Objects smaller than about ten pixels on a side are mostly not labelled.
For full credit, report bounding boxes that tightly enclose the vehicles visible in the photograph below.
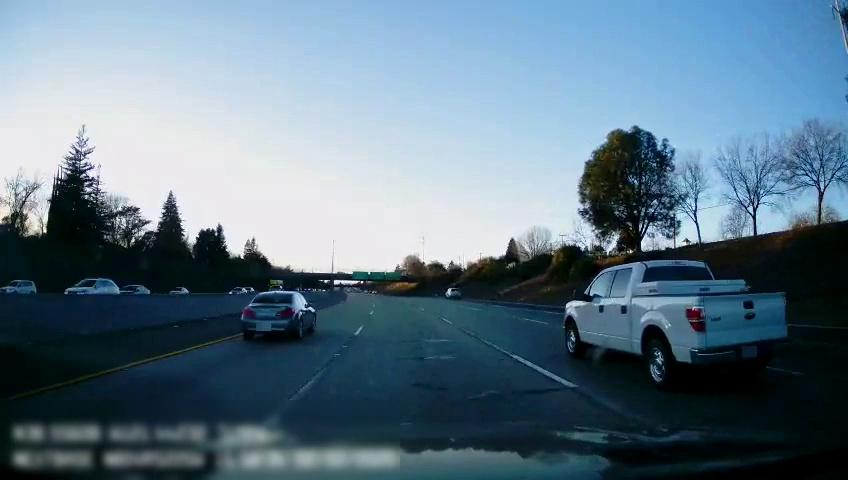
[445,288,461,298]
[169,286,189,294]
[228,287,248,296]
[244,286,255,295]
[64,278,121,295]
[120,284,150,295]
[0,279,38,295]
[561,260,791,389]
[238,290,317,341]
[268,279,284,291]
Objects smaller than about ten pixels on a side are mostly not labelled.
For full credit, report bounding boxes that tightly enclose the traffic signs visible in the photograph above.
[352,271,369,281]
[369,271,385,280]
[386,272,402,281]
